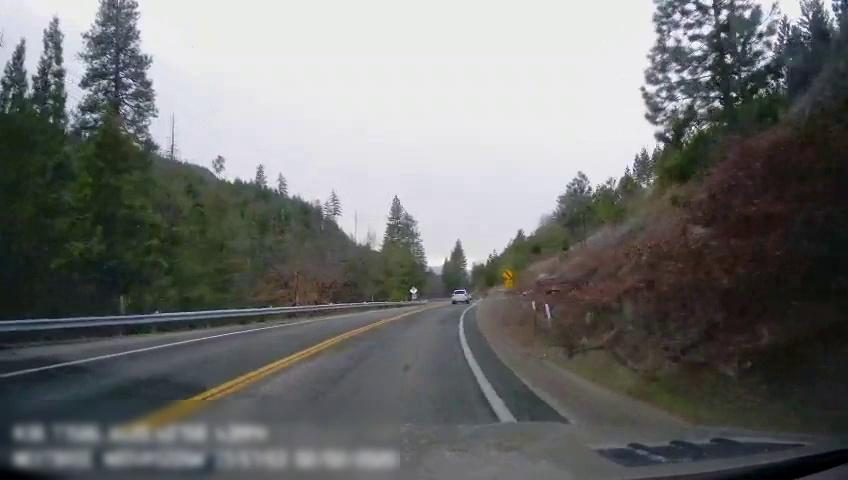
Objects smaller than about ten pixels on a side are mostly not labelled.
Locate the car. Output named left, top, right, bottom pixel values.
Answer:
left=451, top=289, right=471, bottom=305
